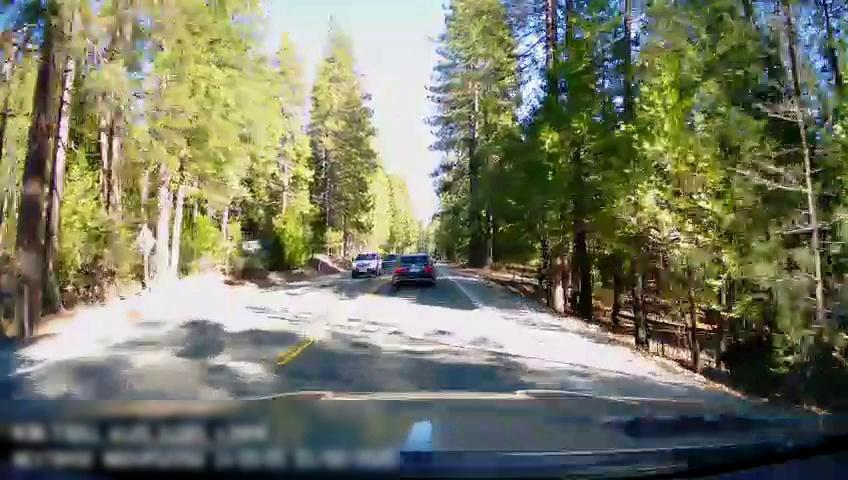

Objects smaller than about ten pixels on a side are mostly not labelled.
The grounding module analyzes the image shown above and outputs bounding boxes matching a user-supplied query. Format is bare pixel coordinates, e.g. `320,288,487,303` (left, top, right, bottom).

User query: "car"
391,255,436,287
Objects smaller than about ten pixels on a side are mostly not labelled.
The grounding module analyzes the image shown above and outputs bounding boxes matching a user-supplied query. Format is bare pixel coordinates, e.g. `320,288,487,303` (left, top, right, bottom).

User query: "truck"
350,252,384,279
